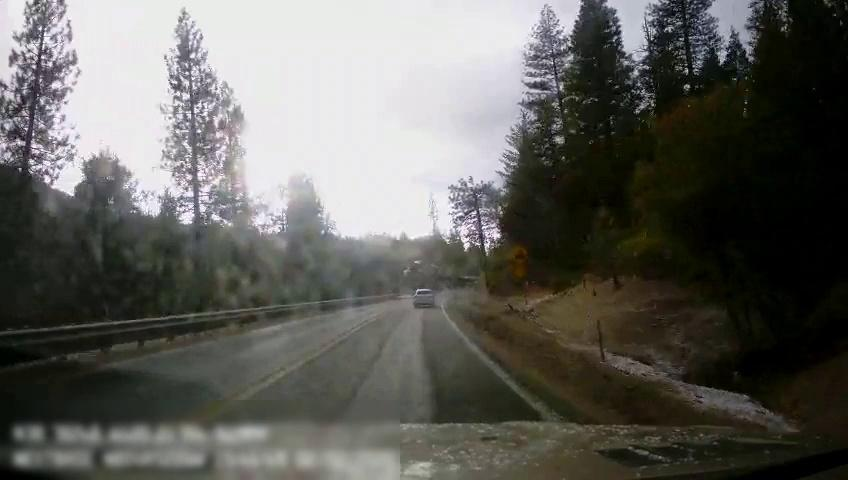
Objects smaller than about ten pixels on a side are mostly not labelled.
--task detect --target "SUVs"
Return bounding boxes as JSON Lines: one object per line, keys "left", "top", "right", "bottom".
{"left": 413, "top": 288, "right": 436, "bottom": 308}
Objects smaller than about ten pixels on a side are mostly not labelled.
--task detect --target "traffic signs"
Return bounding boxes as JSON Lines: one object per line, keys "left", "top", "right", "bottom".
{"left": 513, "top": 246, "right": 528, "bottom": 260}
{"left": 513, "top": 265, "right": 526, "bottom": 279}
